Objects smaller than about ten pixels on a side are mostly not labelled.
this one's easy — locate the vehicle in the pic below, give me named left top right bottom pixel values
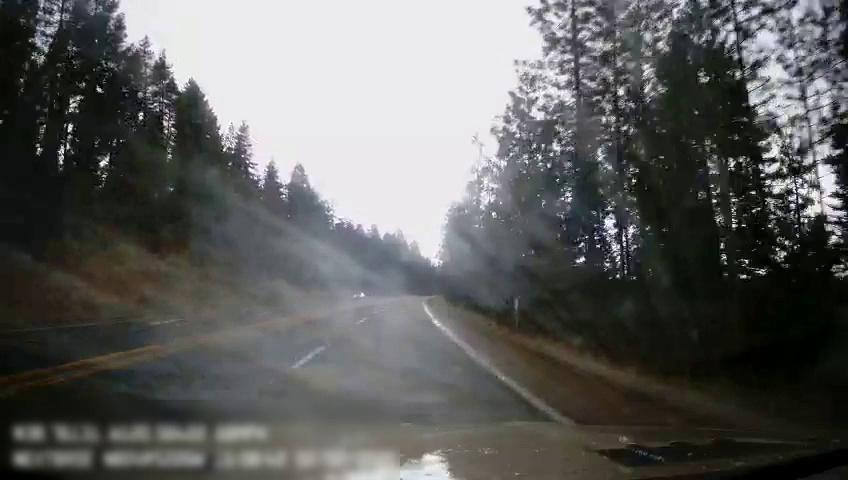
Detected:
left=352, top=292, right=367, bottom=300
